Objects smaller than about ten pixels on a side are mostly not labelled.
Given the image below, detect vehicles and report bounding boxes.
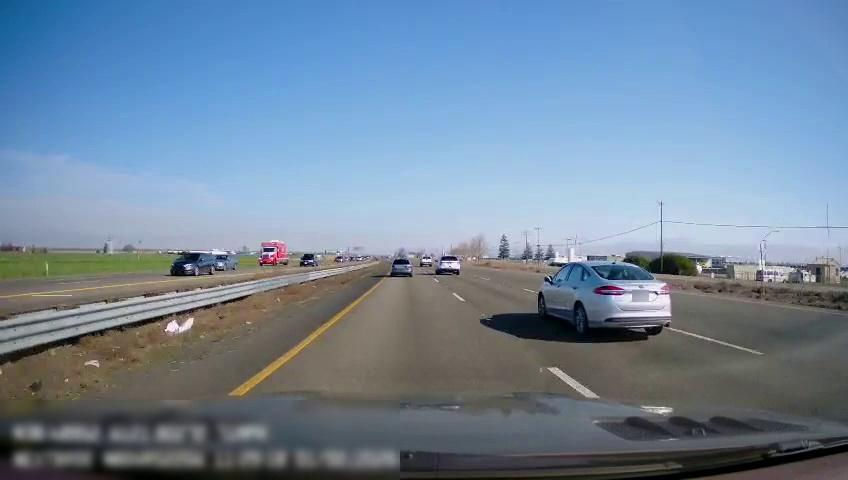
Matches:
[258,241,288,267]
[435,255,461,275]
[170,252,216,277]
[538,261,673,339]
[390,258,413,277]
[299,253,319,267]
[419,256,432,267]
[215,254,239,272]
[334,255,344,263]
